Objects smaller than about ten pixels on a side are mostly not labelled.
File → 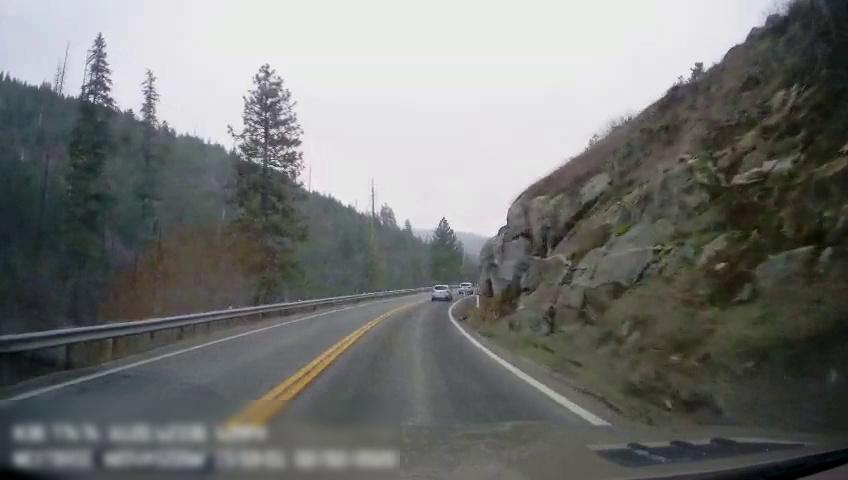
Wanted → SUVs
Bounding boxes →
[459,282,474,294]
[431,285,453,301]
